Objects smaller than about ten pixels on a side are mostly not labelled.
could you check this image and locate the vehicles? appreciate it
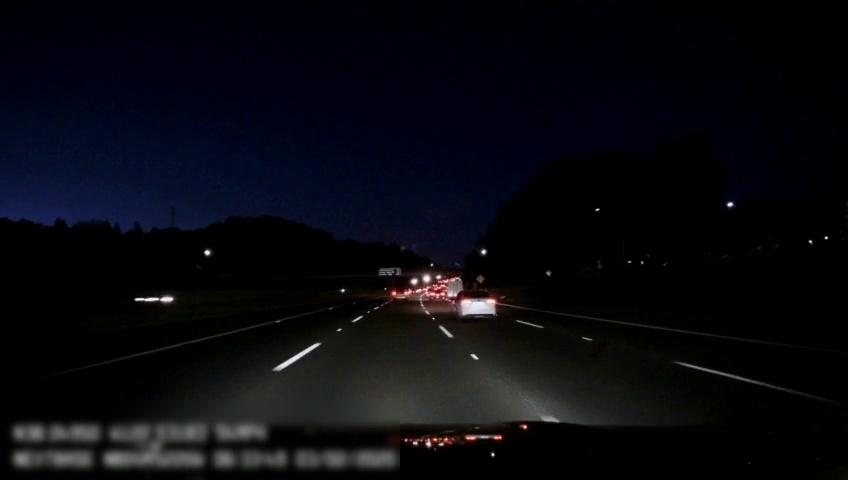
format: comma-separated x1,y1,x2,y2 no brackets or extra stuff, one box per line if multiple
429,288,445,302
453,289,498,323
144,292,177,305
392,288,409,302
447,280,464,301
